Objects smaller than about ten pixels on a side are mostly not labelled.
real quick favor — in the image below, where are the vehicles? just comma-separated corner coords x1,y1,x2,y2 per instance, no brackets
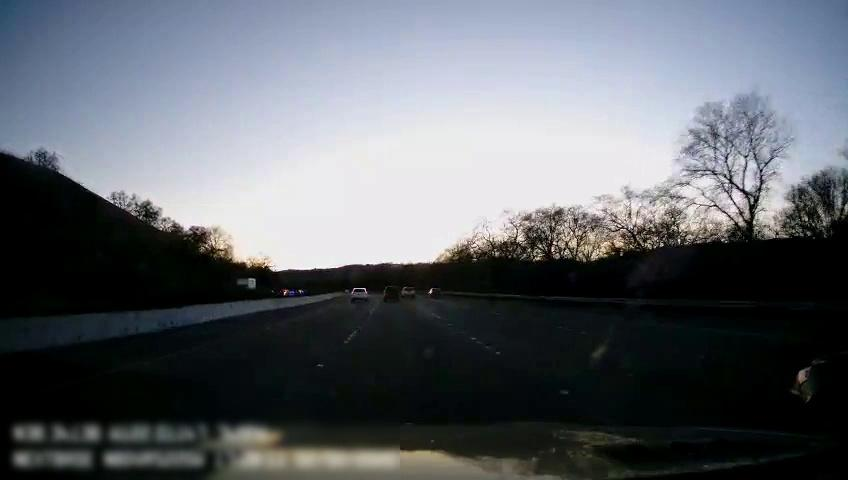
784,352,848,444
351,288,368,304
237,278,256,289
401,287,416,299
384,287,401,302
428,287,442,298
